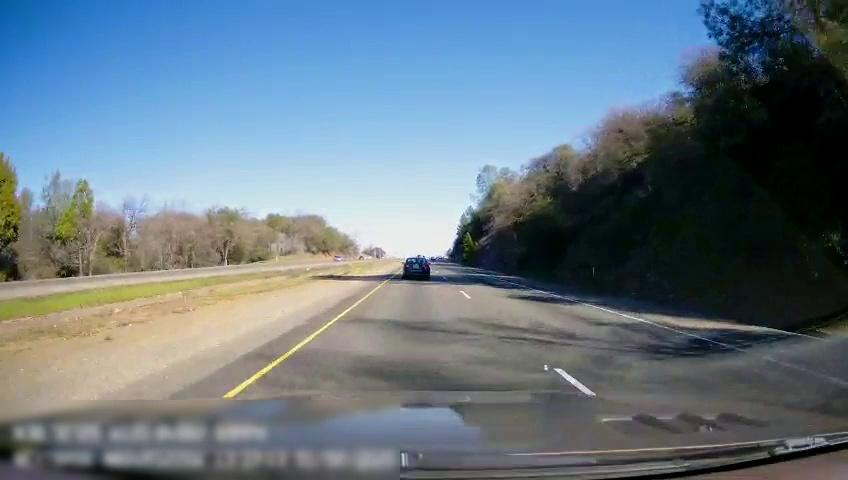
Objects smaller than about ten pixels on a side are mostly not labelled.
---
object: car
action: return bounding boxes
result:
[402,256,430,279]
